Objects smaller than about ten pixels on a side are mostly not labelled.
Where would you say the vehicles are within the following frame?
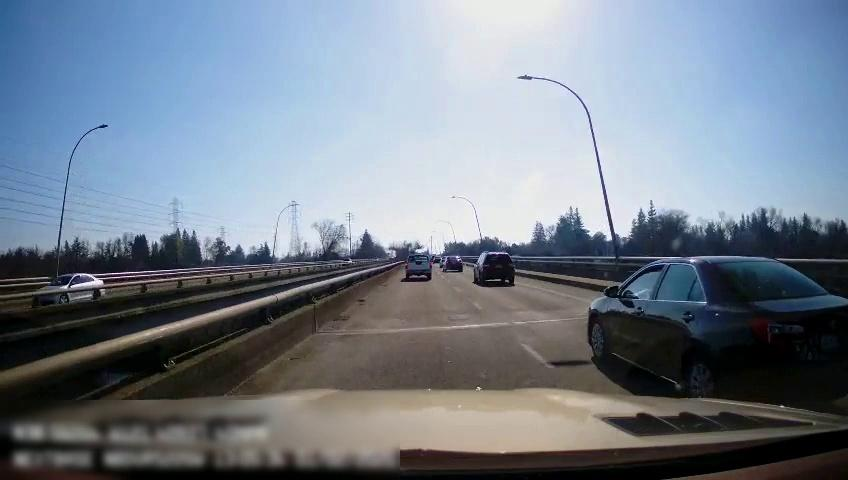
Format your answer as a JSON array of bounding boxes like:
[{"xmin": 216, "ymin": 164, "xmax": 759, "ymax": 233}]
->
[
  {"xmin": 32, "ymin": 272, "xmax": 109, "ymax": 307},
  {"xmin": 439, "ymin": 255, "xmax": 446, "ymax": 268},
  {"xmin": 584, "ymin": 254, "xmax": 848, "ymax": 403},
  {"xmin": 470, "ymin": 251, "xmax": 516, "ymax": 285},
  {"xmin": 442, "ymin": 254, "xmax": 464, "ymax": 273},
  {"xmin": 405, "ymin": 253, "xmax": 433, "ymax": 281}
]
